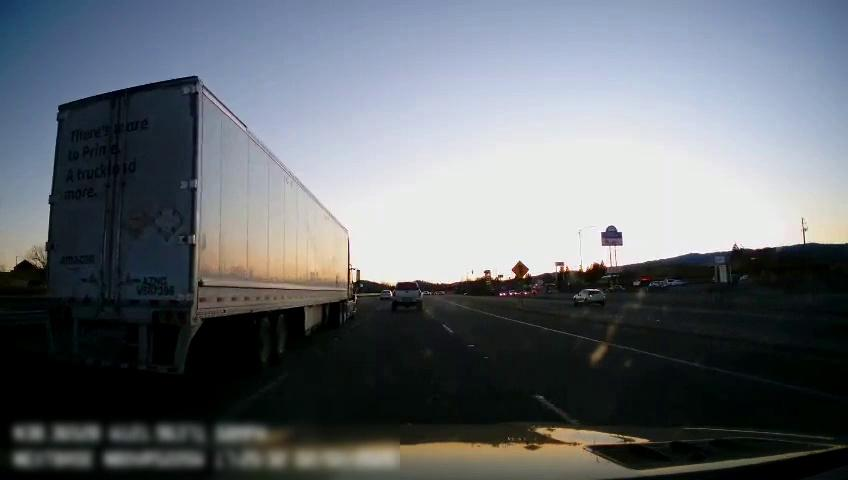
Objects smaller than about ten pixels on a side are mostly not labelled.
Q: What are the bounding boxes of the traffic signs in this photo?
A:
[511,260,530,279]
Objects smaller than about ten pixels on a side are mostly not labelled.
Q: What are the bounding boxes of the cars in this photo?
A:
[379,290,393,301]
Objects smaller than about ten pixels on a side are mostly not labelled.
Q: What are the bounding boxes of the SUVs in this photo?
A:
[573,289,606,308]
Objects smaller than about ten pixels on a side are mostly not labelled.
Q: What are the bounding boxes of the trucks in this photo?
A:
[41,74,361,407]
[390,281,425,315]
